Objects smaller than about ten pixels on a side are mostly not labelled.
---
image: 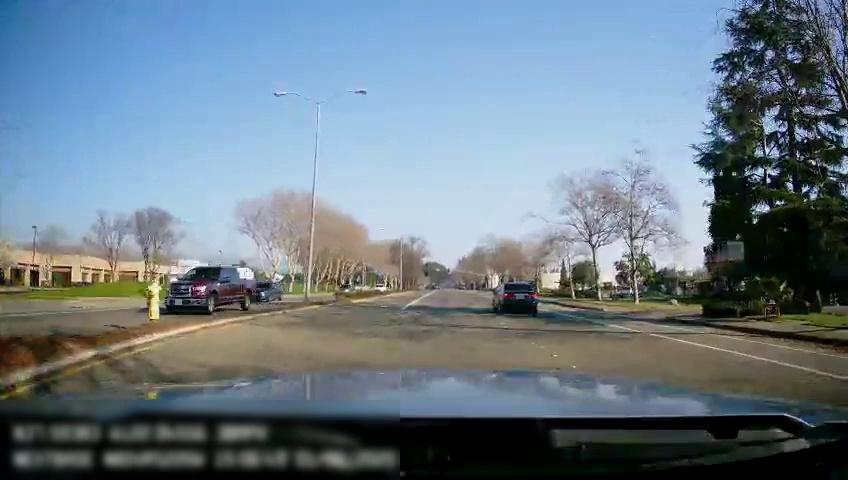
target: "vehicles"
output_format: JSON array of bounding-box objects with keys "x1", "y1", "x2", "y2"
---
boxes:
[
  {"x1": 373, "y1": 283, "x2": 388, "y2": 292},
  {"x1": 334, "y1": 283, "x2": 357, "y2": 297},
  {"x1": 163, "y1": 265, "x2": 258, "y2": 316},
  {"x1": 248, "y1": 280, "x2": 285, "y2": 305},
  {"x1": 487, "y1": 283, "x2": 542, "y2": 316}
]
